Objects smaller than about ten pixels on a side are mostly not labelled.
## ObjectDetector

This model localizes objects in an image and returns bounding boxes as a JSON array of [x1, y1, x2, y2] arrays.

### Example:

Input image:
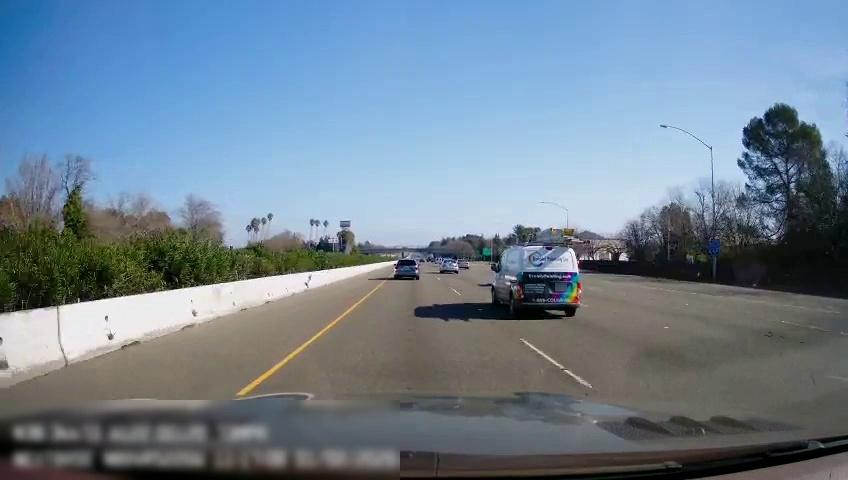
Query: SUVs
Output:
[[393, 258, 420, 281]]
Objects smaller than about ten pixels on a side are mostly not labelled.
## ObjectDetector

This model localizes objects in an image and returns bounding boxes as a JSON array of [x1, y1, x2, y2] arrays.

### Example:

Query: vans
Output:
[[490, 244, 582, 318]]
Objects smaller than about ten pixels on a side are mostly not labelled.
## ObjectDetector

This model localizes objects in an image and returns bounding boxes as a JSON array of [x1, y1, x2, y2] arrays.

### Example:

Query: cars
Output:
[[440, 259, 460, 274], [458, 259, 470, 270]]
